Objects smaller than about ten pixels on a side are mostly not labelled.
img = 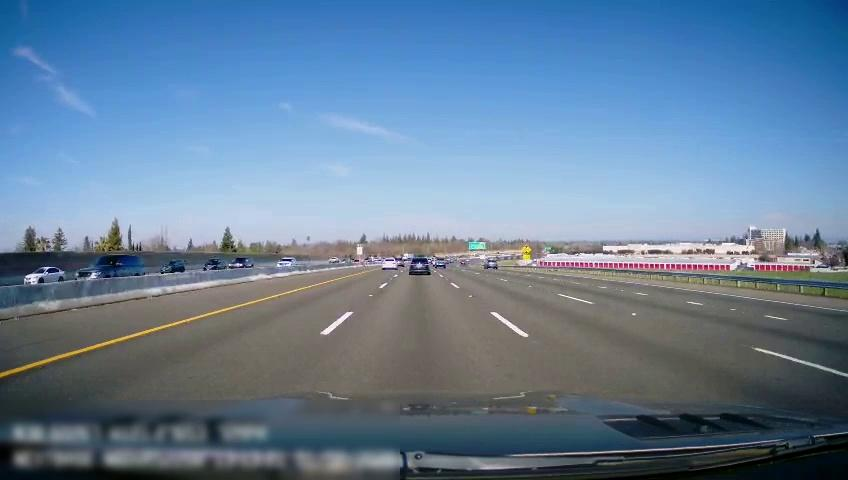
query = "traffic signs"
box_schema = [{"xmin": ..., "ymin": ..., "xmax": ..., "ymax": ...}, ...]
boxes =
[
  {"xmin": 521, "ymin": 244, "xmax": 532, "ymax": 255},
  {"xmin": 356, "ymin": 243, "xmax": 363, "ymax": 254},
  {"xmin": 468, "ymin": 241, "xmax": 487, "ymax": 250}
]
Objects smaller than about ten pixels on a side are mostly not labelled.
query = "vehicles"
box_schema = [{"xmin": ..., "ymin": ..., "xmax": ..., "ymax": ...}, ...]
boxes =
[
  {"xmin": 393, "ymin": 257, "xmax": 405, "ymax": 267},
  {"xmin": 483, "ymin": 259, "xmax": 498, "ymax": 270},
  {"xmin": 435, "ymin": 257, "xmax": 446, "ymax": 269},
  {"xmin": 159, "ymin": 260, "xmax": 186, "ymax": 275},
  {"xmin": 275, "ymin": 257, "xmax": 297, "ymax": 268},
  {"xmin": 381, "ymin": 257, "xmax": 398, "ymax": 270},
  {"xmin": 23, "ymin": 266, "xmax": 66, "ymax": 285},
  {"xmin": 73, "ymin": 255, "xmax": 146, "ymax": 281},
  {"xmin": 408, "ymin": 258, "xmax": 431, "ymax": 276},
  {"xmin": 228, "ymin": 257, "xmax": 254, "ymax": 270},
  {"xmin": 202, "ymin": 258, "xmax": 227, "ymax": 272}
]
